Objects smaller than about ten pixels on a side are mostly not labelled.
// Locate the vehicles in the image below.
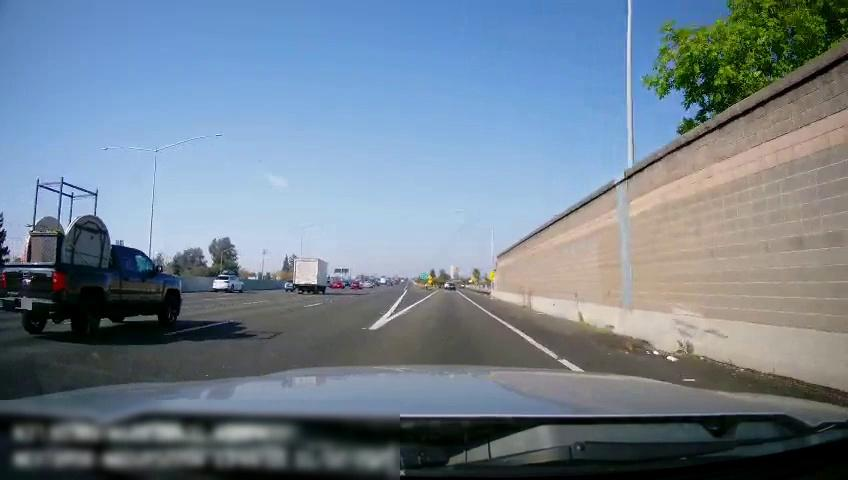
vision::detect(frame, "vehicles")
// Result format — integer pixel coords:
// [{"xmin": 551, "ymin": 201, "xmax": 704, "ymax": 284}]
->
[
  {"xmin": 0, "ymin": 244, "xmax": 182, "ymax": 343},
  {"xmin": 284, "ymin": 280, "xmax": 297, "ymax": 292},
  {"xmin": 293, "ymin": 256, "xmax": 328, "ymax": 295},
  {"xmin": 212, "ymin": 274, "xmax": 245, "ymax": 293}
]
